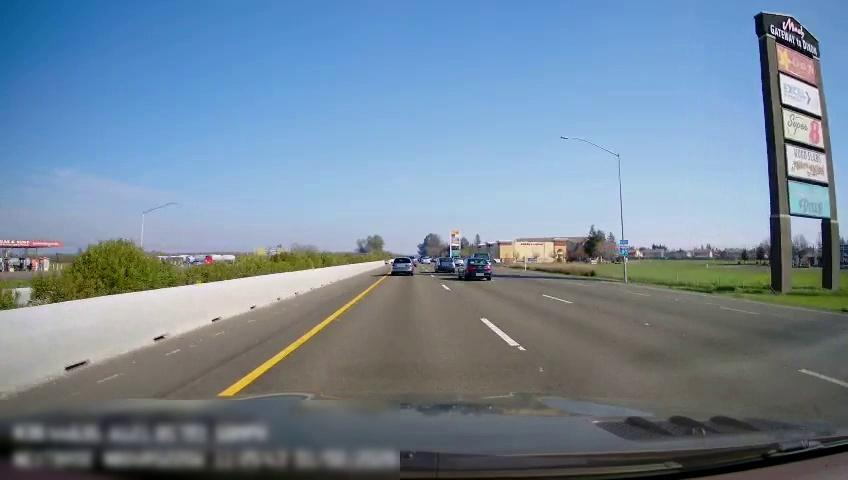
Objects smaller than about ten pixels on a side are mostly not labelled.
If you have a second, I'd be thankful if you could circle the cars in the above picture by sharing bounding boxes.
[456,258,492,281]
[420,256,432,265]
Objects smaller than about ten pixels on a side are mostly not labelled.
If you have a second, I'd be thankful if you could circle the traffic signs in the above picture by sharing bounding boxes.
[619,239,628,257]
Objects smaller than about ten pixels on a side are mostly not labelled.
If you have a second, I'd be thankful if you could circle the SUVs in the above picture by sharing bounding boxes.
[432,256,455,274]
[390,257,416,277]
